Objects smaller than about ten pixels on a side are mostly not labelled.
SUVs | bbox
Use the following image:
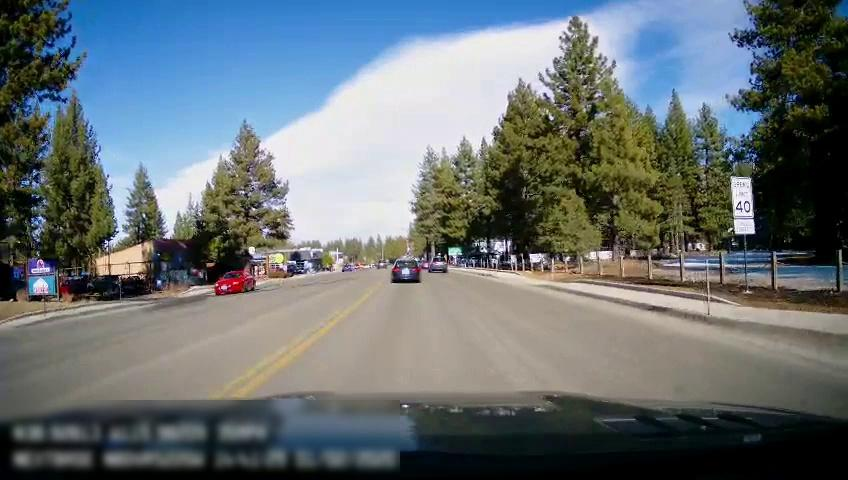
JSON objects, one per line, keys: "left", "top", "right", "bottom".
{"left": 427, "top": 256, "right": 449, "bottom": 273}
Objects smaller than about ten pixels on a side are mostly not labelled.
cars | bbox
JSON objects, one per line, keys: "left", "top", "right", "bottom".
{"left": 392, "top": 259, "right": 422, "bottom": 283}
{"left": 214, "top": 270, "right": 256, "bottom": 296}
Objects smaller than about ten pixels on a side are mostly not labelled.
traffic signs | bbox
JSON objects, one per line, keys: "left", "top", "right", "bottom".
{"left": 447, "top": 247, "right": 462, "bottom": 255}
{"left": 730, "top": 176, "right": 754, "bottom": 237}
